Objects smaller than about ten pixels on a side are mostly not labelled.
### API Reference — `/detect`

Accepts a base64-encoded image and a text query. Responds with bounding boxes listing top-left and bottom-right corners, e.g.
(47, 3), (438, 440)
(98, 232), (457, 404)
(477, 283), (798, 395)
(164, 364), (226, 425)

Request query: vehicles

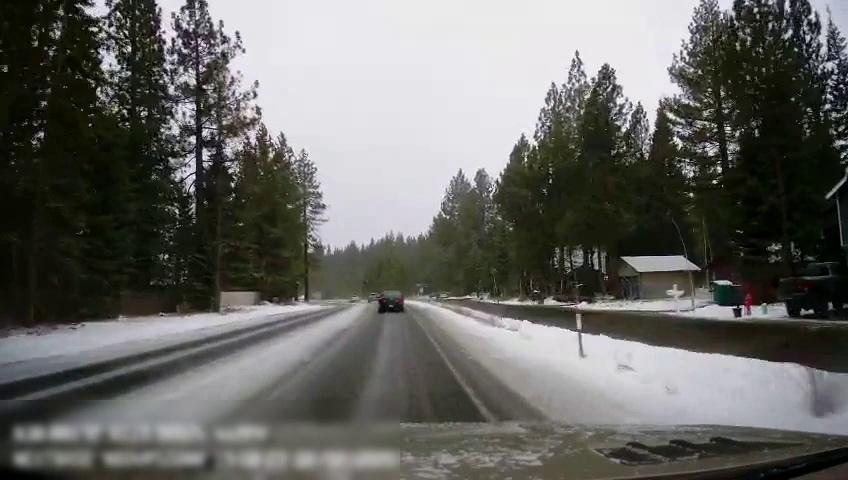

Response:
(347, 294), (360, 303)
(776, 261), (848, 319)
(367, 292), (380, 304)
(377, 290), (404, 314)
